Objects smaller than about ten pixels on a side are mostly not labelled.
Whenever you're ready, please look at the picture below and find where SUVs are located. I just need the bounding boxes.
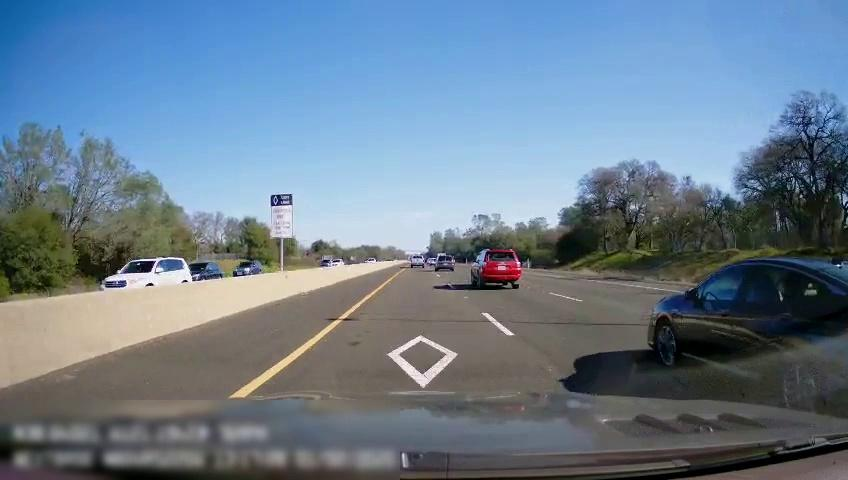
[435,256,455,271]
[470,249,523,290]
[99,257,193,292]
[232,260,263,277]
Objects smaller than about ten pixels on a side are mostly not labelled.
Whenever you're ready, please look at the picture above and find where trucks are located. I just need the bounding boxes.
[411,255,424,268]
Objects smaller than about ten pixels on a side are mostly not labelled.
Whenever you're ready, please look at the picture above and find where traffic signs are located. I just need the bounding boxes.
[270,192,293,239]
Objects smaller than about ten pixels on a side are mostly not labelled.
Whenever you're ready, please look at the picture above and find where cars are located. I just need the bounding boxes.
[647,256,848,412]
[185,261,225,282]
